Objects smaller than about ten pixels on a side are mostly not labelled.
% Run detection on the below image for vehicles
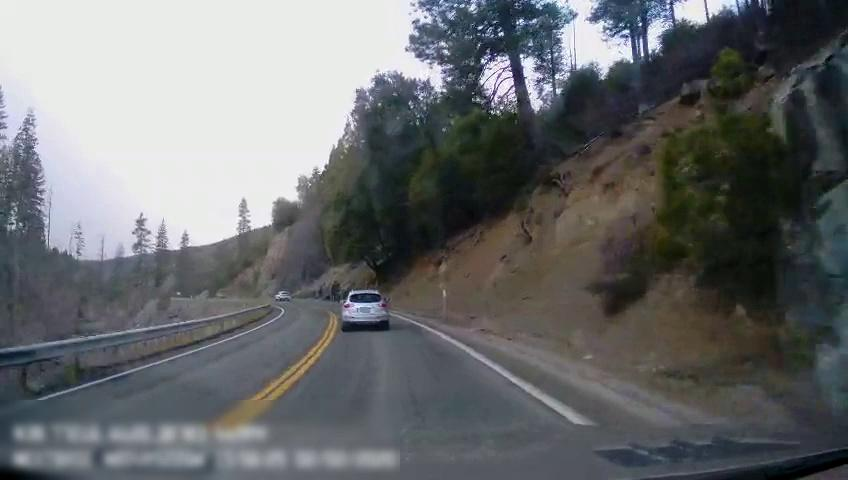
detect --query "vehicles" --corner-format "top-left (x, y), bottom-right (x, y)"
top-left (275, 290), bottom-right (290, 302)
top-left (339, 290), bottom-right (390, 332)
